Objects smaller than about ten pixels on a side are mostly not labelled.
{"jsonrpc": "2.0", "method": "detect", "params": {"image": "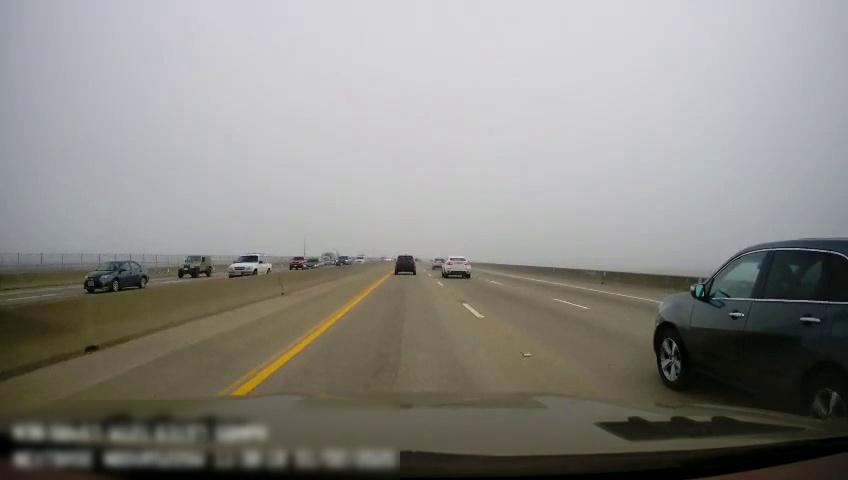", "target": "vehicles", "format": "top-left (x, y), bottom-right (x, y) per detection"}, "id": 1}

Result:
top-left (431, 257), bottom-right (446, 271)
top-left (303, 257), bottom-right (327, 271)
top-left (353, 255), bottom-right (368, 265)
top-left (178, 255), bottom-right (213, 279)
top-left (394, 255), bottom-right (418, 276)
top-left (288, 256), bottom-right (310, 271)
top-left (319, 249), bottom-right (342, 266)
top-left (227, 253), bottom-right (273, 279)
top-left (651, 234), bottom-right (848, 426)
top-left (441, 255), bottom-right (471, 279)
top-left (83, 260), bottom-right (150, 294)
top-left (335, 255), bottom-right (354, 267)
